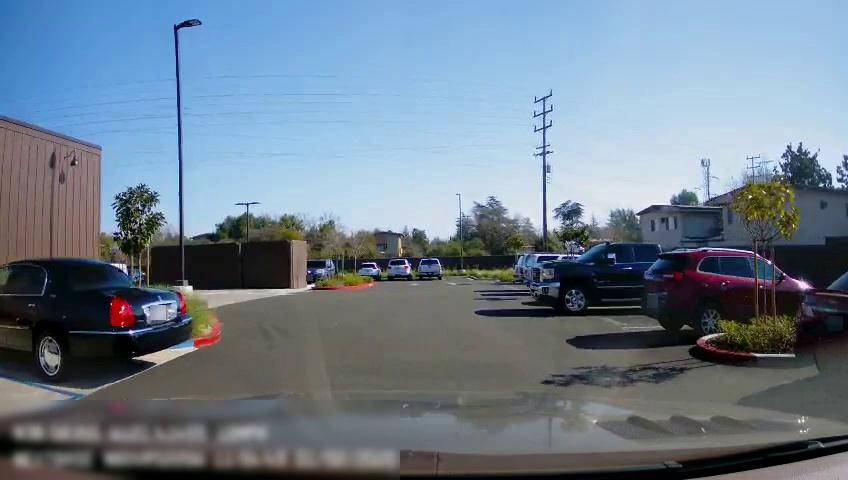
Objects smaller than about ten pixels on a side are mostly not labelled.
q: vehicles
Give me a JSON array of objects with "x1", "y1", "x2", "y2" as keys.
[
  {"x1": 521, "y1": 254, "x2": 582, "y2": 286},
  {"x1": 387, "y1": 259, "x2": 412, "y2": 281},
  {"x1": 789, "y1": 271, "x2": 848, "y2": 382},
  {"x1": 638, "y1": 246, "x2": 816, "y2": 335},
  {"x1": 418, "y1": 258, "x2": 442, "y2": 280},
  {"x1": 528, "y1": 242, "x2": 663, "y2": 316},
  {"x1": 109, "y1": 263, "x2": 128, "y2": 276},
  {"x1": 0, "y1": 255, "x2": 194, "y2": 383},
  {"x1": 358, "y1": 262, "x2": 381, "y2": 280},
  {"x1": 307, "y1": 258, "x2": 336, "y2": 284},
  {"x1": 514, "y1": 254, "x2": 531, "y2": 284}
]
